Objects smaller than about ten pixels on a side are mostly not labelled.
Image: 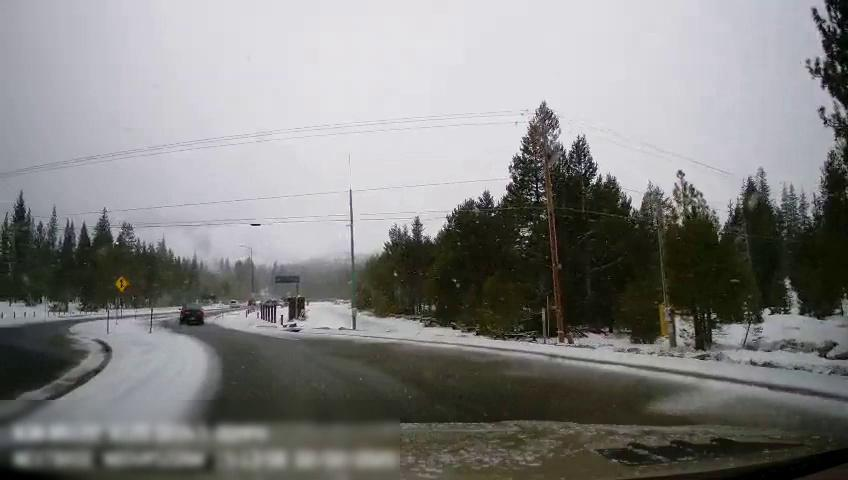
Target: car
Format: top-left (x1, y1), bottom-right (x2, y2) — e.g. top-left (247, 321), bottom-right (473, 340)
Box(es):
top-left (178, 301), bottom-right (206, 325)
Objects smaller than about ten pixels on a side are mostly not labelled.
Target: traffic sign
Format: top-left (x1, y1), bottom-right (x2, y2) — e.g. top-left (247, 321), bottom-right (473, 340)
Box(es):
top-left (114, 275), bottom-right (131, 293)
